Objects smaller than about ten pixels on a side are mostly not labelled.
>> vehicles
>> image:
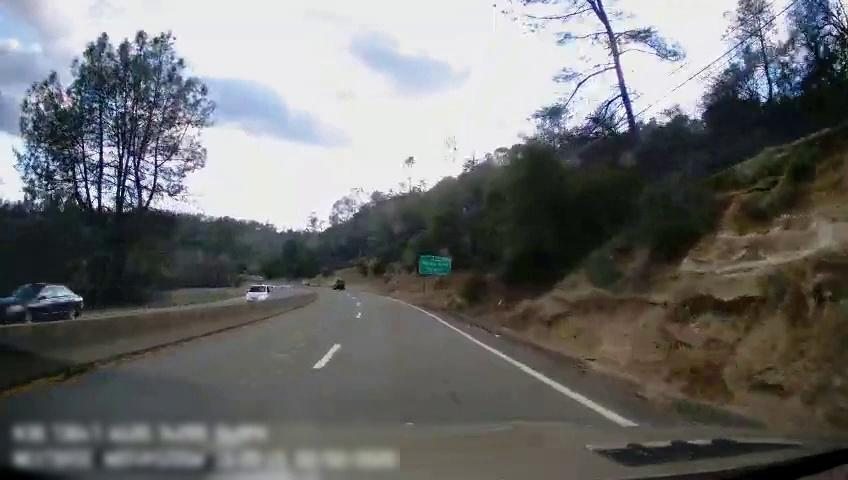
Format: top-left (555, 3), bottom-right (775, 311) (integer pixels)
top-left (245, 284), bottom-right (274, 302)
top-left (0, 283), bottom-right (84, 327)
top-left (332, 279), bottom-right (346, 291)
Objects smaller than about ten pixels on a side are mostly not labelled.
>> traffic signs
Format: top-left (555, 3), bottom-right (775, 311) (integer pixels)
top-left (418, 254), bottom-right (452, 277)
